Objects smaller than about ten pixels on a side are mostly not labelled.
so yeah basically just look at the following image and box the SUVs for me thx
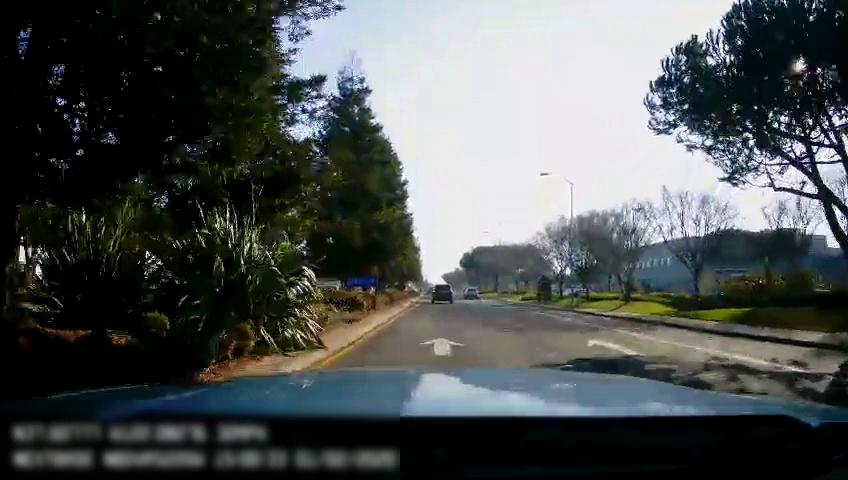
[431,284,454,305]
[464,286,480,300]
